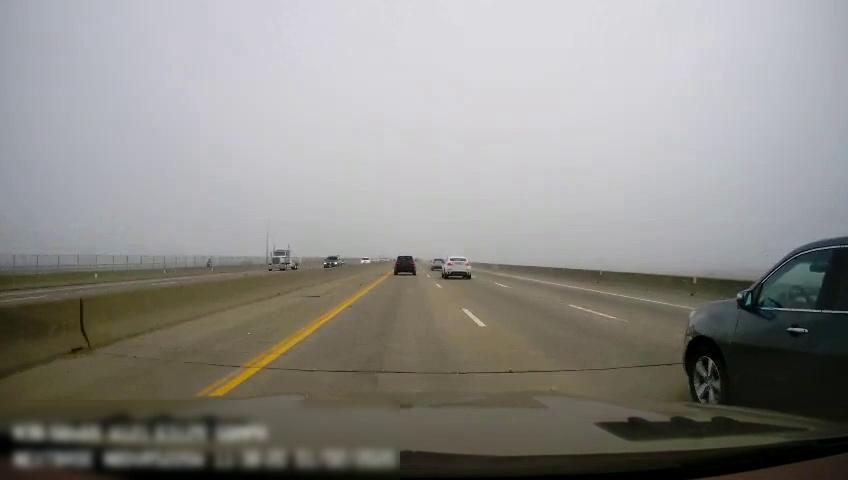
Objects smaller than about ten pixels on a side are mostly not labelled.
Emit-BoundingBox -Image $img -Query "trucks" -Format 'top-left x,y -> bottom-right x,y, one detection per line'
267,242 -> 300,272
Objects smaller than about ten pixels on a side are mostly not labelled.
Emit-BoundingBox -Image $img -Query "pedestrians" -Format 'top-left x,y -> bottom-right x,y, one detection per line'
206,257 -> 213,268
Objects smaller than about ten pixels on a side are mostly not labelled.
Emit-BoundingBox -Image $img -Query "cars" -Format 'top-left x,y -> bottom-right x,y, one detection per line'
322,255 -> 346,269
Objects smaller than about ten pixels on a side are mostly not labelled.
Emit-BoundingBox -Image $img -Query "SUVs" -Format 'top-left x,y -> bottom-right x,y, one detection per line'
360,256 -> 372,265
680,233 -> 848,426
430,258 -> 445,271
442,256 -> 473,280
393,255 -> 418,276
